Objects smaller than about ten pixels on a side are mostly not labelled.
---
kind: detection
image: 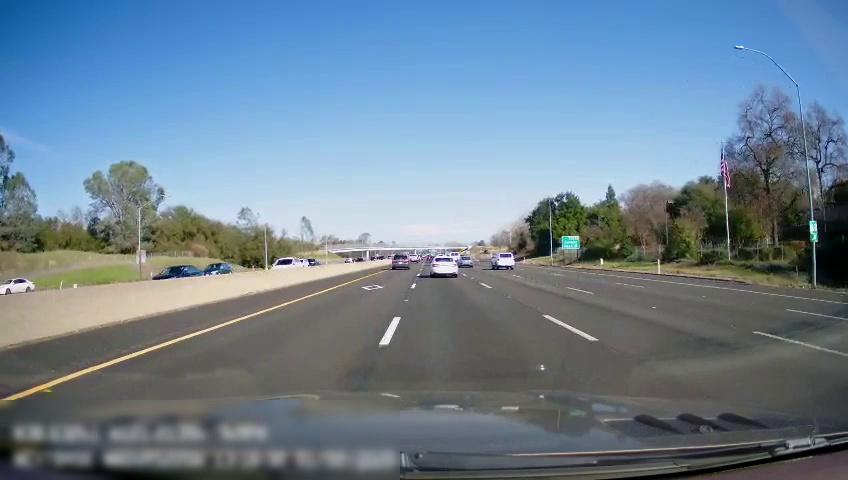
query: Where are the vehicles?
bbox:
[491,252,515,270]
[271,257,304,271]
[0,277,36,296]
[430,256,458,278]
[391,253,411,270]
[200,262,234,276]
[449,251,462,264]
[458,256,473,269]
[151,263,203,281]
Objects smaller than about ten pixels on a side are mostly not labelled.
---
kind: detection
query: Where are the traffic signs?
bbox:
[135,250,146,266]
[808,220,819,243]
[562,236,581,251]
